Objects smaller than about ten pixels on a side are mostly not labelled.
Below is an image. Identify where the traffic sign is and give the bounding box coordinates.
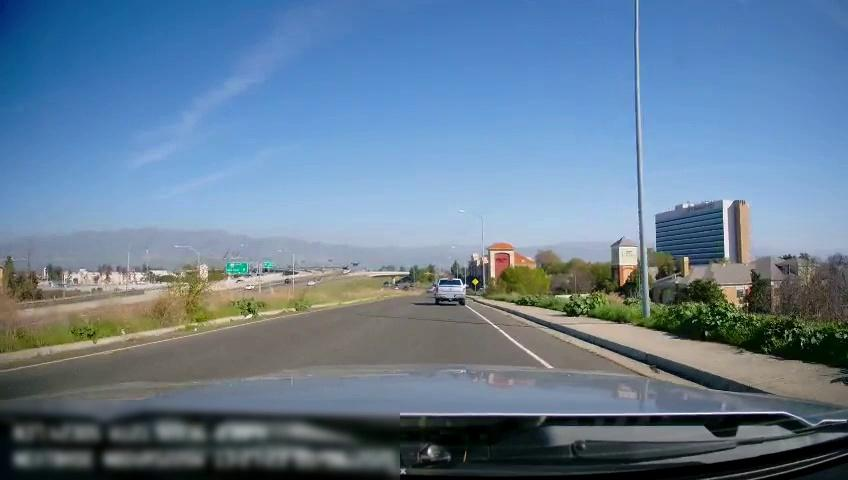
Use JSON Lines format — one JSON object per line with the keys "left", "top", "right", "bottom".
{"left": 225, "top": 261, "right": 249, "bottom": 275}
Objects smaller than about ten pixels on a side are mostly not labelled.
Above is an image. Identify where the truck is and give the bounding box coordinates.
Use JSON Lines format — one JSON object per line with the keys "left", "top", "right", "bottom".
{"left": 432, "top": 278, "right": 467, "bottom": 306}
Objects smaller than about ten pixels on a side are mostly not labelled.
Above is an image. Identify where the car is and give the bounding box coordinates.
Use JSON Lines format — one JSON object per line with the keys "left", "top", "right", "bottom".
{"left": 305, "top": 278, "right": 321, "bottom": 288}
